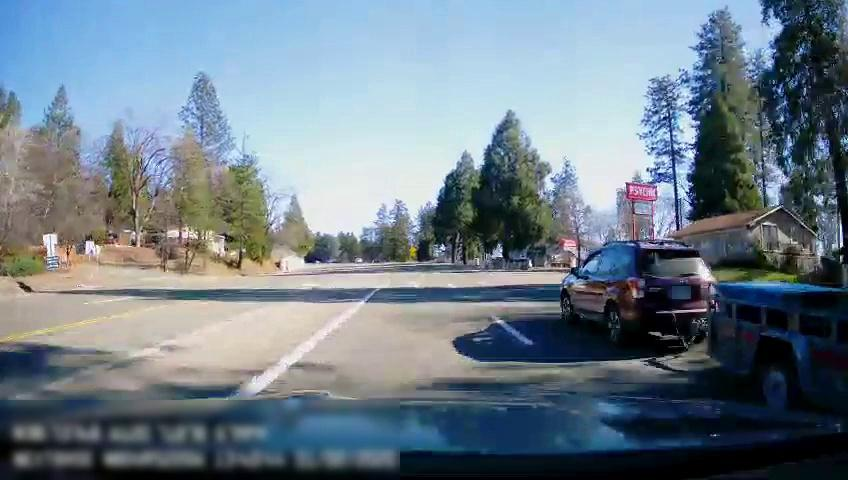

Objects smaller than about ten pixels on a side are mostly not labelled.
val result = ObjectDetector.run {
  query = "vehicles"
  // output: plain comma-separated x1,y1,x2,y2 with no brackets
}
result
679,280,848,417
558,237,720,347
